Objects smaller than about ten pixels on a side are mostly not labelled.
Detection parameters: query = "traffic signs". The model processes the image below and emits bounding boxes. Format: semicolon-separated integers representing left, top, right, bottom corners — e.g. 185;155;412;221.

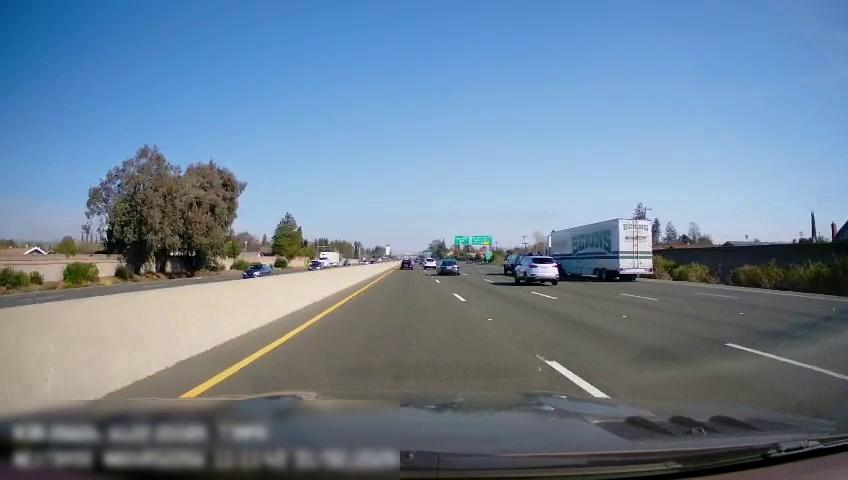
454;235;470;246
471;235;492;246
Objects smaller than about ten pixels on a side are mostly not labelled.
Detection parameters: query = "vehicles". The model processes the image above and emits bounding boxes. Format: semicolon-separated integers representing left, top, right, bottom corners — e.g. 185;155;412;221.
242;263;273;280
436;260;460;276
423;258;437;269
514;256;560;285
320;252;340;269
399;258;414;271
543;217;653;282
307;260;323;271
503;250;543;274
